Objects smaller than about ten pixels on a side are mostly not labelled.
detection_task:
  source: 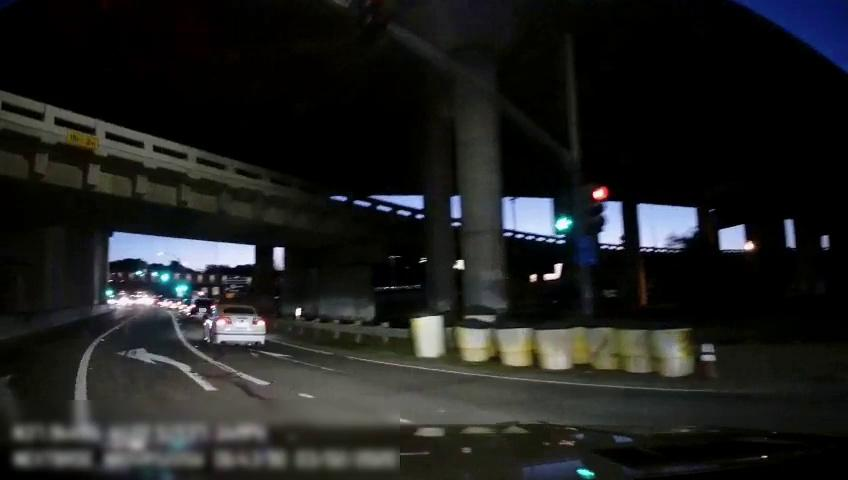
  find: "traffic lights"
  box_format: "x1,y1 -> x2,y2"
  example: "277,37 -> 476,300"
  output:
588,181 -> 607,236
554,192 -> 573,240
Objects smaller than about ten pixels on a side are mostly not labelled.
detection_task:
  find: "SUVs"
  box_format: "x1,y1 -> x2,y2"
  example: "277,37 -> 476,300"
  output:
189,298 -> 215,320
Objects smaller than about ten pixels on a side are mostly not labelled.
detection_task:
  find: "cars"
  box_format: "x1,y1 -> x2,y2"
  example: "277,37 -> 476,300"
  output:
202,304 -> 267,349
